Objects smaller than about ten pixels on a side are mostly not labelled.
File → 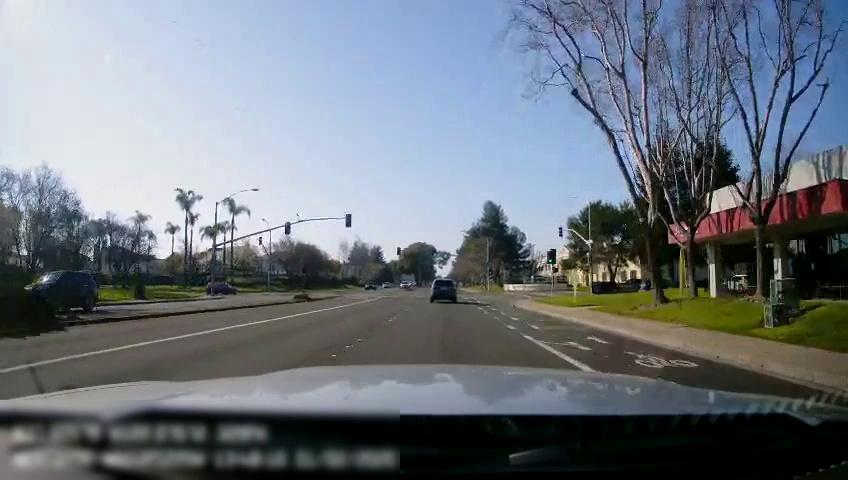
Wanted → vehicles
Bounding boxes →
[720,274,754,294]
[430,278,457,304]
[25,272,97,312]
[207,280,238,296]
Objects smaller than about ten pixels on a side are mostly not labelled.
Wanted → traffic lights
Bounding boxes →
[550,248,557,265]
[284,222,290,235]
[546,251,553,265]
[346,213,351,227]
